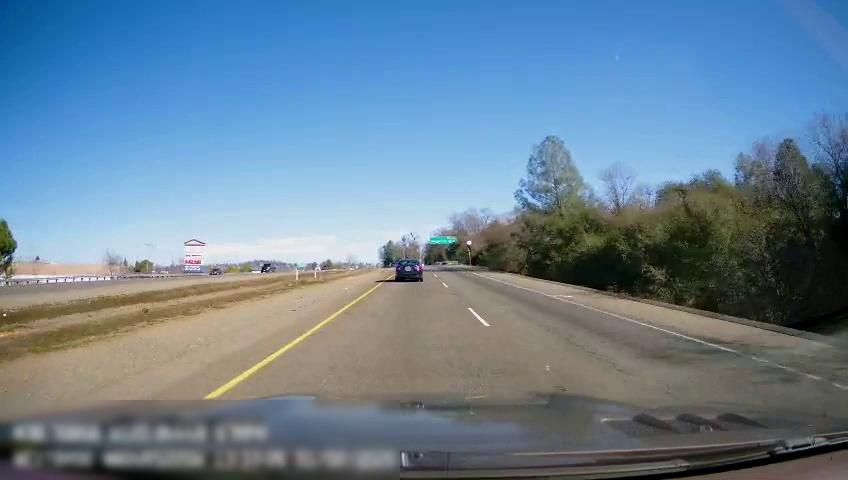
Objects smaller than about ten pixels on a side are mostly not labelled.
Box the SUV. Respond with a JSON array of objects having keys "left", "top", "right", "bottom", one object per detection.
[{"left": 208, "top": 268, "right": 223, "bottom": 277}]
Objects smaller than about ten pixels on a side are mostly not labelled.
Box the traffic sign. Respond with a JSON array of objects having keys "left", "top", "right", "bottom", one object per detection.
[{"left": 429, "top": 237, "right": 456, "bottom": 247}]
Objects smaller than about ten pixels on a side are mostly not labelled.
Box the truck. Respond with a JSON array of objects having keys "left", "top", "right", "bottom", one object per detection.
[{"left": 260, "top": 263, "right": 276, "bottom": 274}]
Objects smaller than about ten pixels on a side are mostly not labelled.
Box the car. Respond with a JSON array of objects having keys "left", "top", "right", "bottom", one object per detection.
[{"left": 394, "top": 257, "right": 425, "bottom": 282}]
